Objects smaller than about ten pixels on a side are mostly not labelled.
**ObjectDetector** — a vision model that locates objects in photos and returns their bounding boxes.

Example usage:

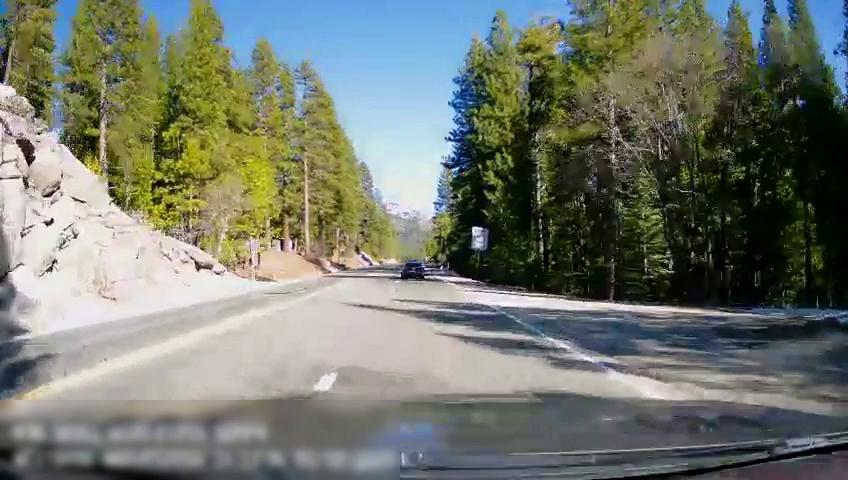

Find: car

[401,262,424,280]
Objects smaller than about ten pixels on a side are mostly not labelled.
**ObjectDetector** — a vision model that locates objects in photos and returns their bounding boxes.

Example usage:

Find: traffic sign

[471,225,489,249]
